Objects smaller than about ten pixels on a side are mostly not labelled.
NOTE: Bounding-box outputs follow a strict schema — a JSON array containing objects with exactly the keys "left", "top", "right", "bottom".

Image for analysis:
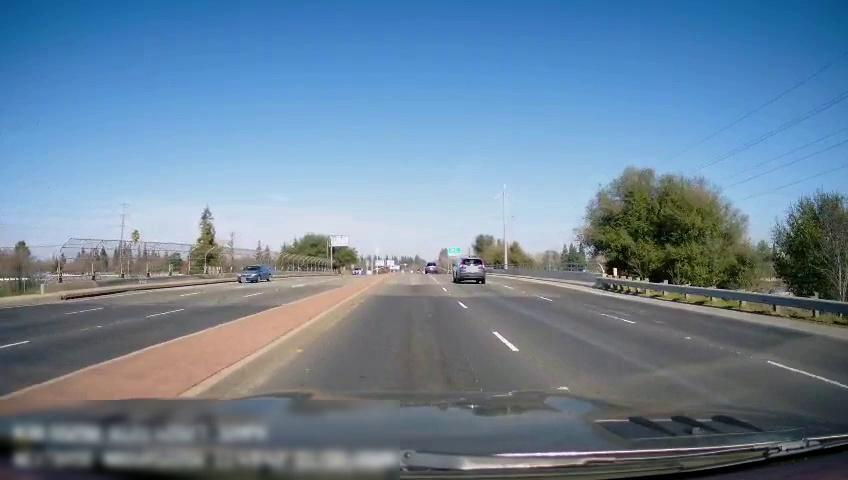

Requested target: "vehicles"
[
  {"left": 424, "top": 262, "right": 439, "bottom": 275},
  {"left": 237, "top": 265, "right": 272, "bottom": 284},
  {"left": 451, "top": 257, "right": 486, "bottom": 285},
  {"left": 352, "top": 267, "right": 366, "bottom": 275}
]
